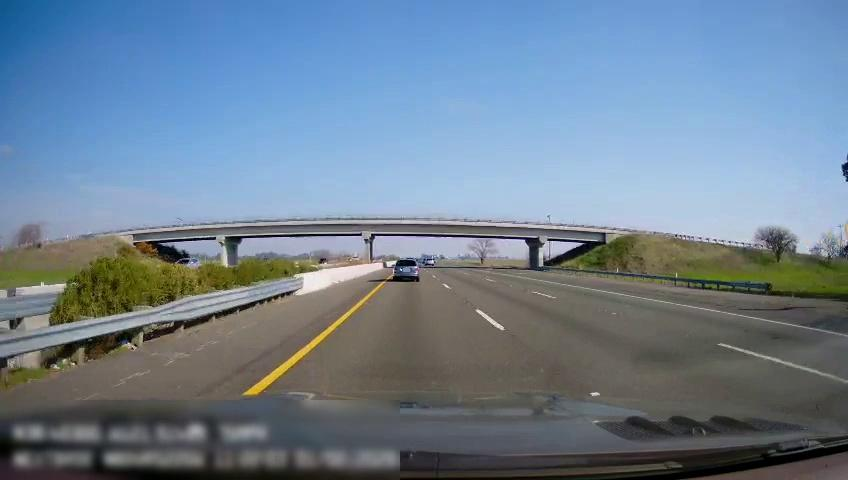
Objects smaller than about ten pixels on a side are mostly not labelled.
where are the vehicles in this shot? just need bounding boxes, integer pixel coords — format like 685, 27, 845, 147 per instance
317, 256, 330, 265
349, 255, 360, 262
174, 257, 202, 272
424, 257, 435, 267
392, 259, 422, 283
